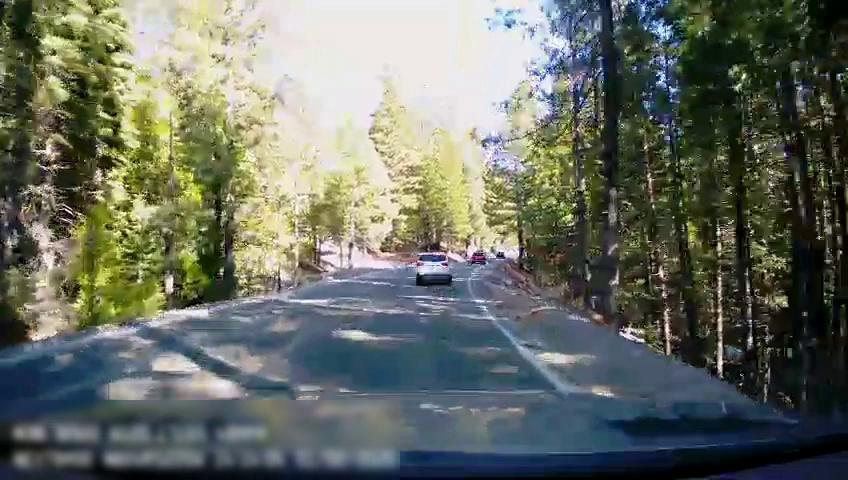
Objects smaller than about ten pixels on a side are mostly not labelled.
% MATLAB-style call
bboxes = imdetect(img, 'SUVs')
[471,250,487,264]
[414,251,452,285]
